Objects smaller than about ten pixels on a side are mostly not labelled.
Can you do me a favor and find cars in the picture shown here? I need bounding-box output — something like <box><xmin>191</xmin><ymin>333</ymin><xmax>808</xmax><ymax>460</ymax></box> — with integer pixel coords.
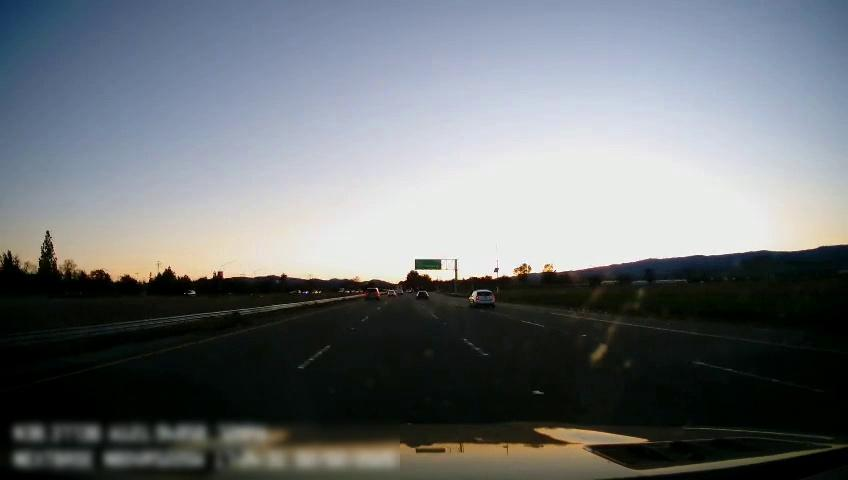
<box><xmin>415</xmin><ymin>291</ymin><xmax>430</xmax><ymax>302</ymax></box>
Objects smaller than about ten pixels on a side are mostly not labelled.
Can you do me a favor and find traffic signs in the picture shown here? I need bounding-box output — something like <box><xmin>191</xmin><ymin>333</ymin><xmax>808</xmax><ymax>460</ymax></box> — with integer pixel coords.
<box><xmin>415</xmin><ymin>258</ymin><xmax>442</xmax><ymax>270</ymax></box>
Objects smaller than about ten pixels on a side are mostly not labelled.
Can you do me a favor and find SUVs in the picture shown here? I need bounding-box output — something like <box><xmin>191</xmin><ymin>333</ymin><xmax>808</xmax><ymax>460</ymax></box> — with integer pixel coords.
<box><xmin>183</xmin><ymin>289</ymin><xmax>197</xmax><ymax>297</ymax></box>
<box><xmin>468</xmin><ymin>290</ymin><xmax>496</xmax><ymax>310</ymax></box>
<box><xmin>364</xmin><ymin>288</ymin><xmax>380</xmax><ymax>302</ymax></box>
